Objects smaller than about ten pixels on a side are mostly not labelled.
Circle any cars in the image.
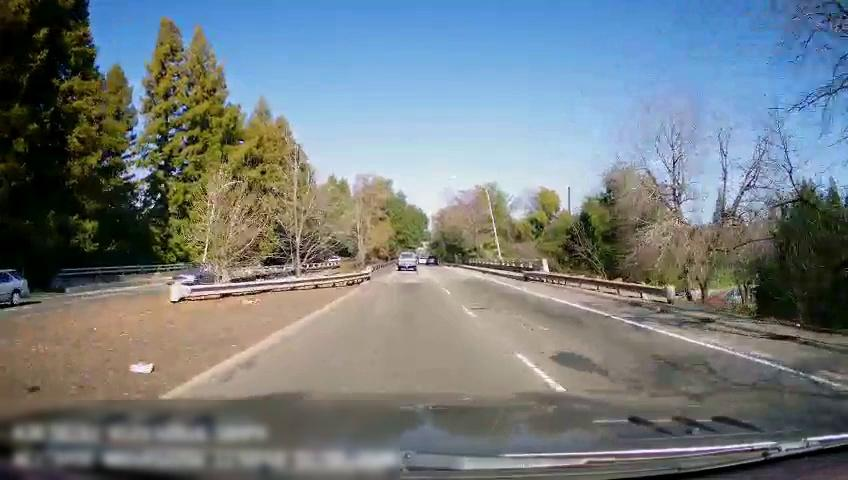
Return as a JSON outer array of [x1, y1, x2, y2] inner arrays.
[[426, 255, 438, 266], [0, 270, 25, 306], [167, 264, 209, 286]]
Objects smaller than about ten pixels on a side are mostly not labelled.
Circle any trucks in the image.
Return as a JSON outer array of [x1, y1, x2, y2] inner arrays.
[[397, 251, 417, 272]]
